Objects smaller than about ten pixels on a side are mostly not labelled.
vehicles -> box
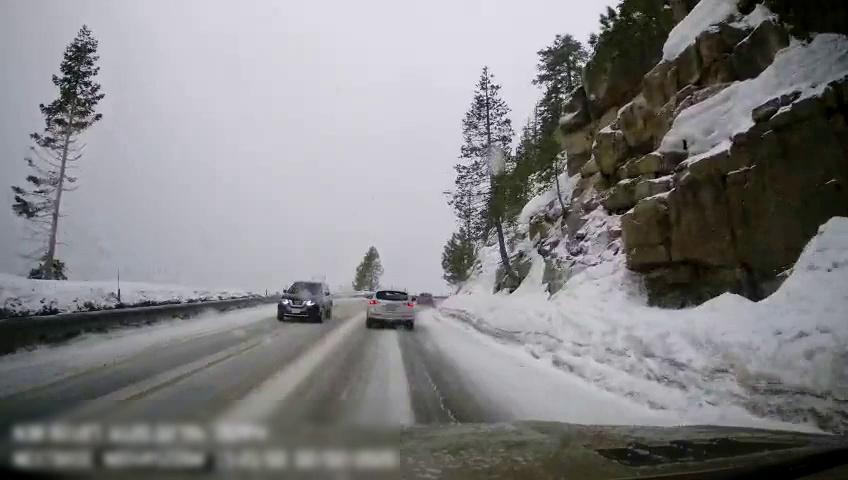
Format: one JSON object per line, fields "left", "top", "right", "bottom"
{"left": 366, "top": 289, "right": 417, "bottom": 331}
{"left": 416, "top": 292, "right": 436, "bottom": 307}
{"left": 276, "top": 281, "right": 334, "bottom": 324}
